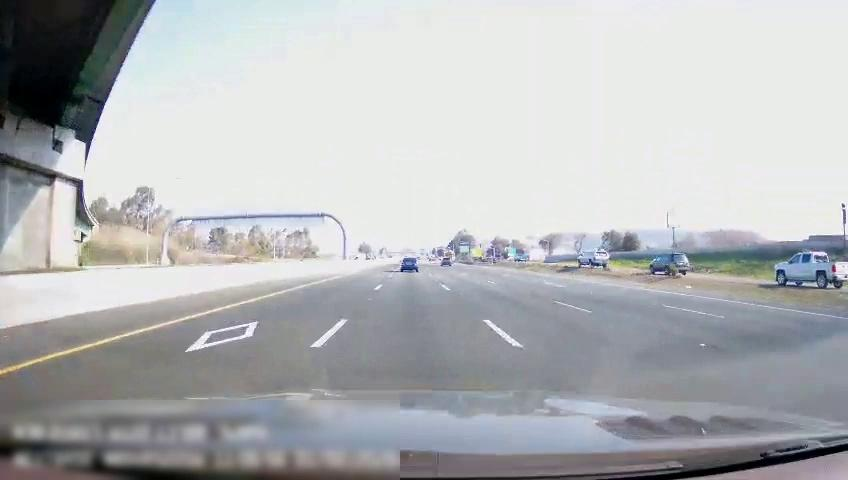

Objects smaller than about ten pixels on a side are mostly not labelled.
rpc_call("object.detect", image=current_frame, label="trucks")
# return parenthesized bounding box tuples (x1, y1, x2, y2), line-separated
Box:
(774, 251, 848, 289)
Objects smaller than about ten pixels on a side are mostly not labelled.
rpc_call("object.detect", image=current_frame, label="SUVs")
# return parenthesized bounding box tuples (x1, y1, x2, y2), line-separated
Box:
(649, 252, 691, 276)
(577, 249, 609, 268)
(441, 257, 451, 266)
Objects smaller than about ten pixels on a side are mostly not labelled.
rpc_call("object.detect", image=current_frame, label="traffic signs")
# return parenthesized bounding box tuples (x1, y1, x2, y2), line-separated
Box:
(506, 247, 517, 257)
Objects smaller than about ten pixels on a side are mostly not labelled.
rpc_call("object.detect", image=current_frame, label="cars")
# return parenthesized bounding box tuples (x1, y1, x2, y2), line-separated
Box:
(400, 256, 419, 272)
